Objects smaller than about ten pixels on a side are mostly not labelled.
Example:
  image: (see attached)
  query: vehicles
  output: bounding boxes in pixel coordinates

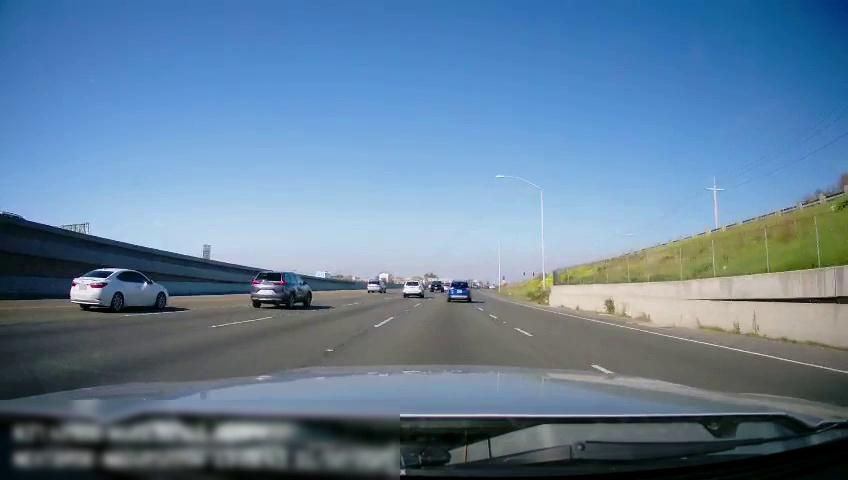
[69,266,169,313]
[0,211,25,220]
[402,280,425,299]
[447,280,473,303]
[367,280,387,294]
[250,271,313,309]
[430,280,445,293]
